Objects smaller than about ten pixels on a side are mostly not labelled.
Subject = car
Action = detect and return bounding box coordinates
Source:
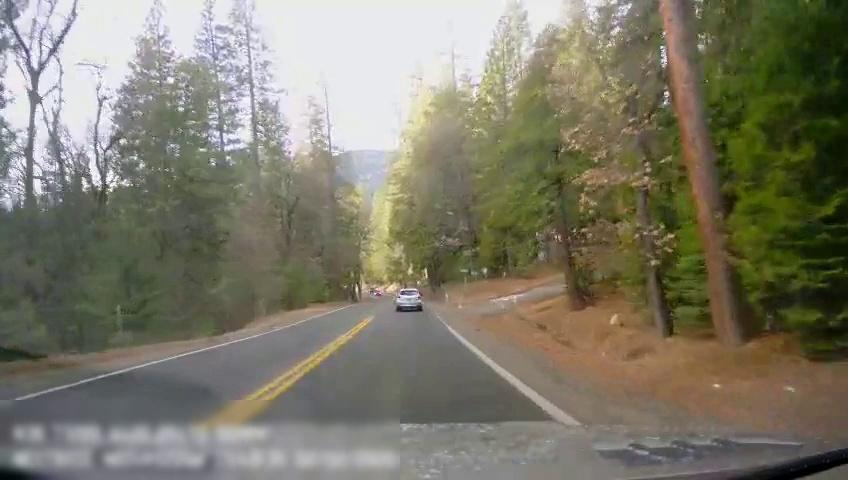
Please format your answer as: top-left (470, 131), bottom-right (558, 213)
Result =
top-left (395, 287), bottom-right (423, 312)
